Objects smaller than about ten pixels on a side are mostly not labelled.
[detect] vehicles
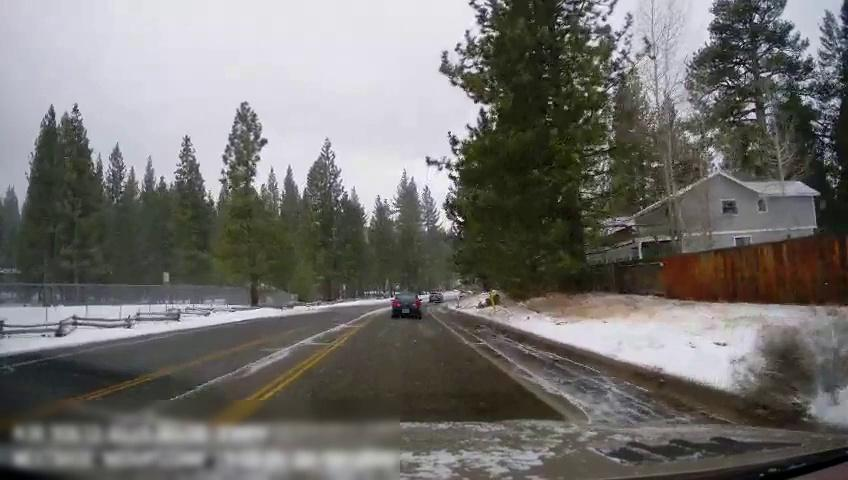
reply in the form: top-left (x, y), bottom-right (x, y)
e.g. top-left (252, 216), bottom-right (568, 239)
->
top-left (428, 291), bottom-right (443, 304)
top-left (390, 293), bottom-right (423, 320)
top-left (458, 289), bottom-right (469, 298)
